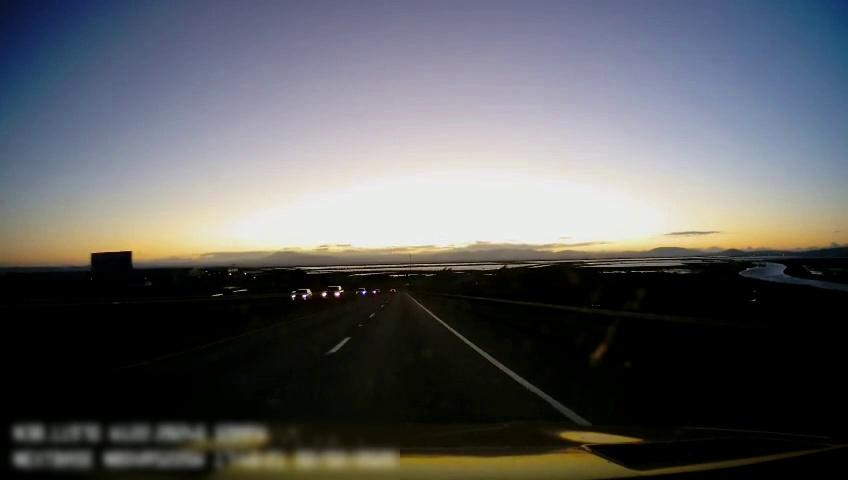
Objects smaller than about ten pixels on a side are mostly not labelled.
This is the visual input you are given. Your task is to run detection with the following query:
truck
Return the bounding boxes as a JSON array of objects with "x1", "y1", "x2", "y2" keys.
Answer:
[{"x1": 321, "y1": 285, "x2": 345, "y2": 299}]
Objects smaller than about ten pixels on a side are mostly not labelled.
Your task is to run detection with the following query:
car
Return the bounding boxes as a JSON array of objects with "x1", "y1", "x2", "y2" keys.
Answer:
[{"x1": 291, "y1": 288, "x2": 313, "y2": 300}]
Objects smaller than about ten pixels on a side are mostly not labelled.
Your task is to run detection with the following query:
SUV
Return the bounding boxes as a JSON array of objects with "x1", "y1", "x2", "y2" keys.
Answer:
[{"x1": 355, "y1": 287, "x2": 368, "y2": 296}]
